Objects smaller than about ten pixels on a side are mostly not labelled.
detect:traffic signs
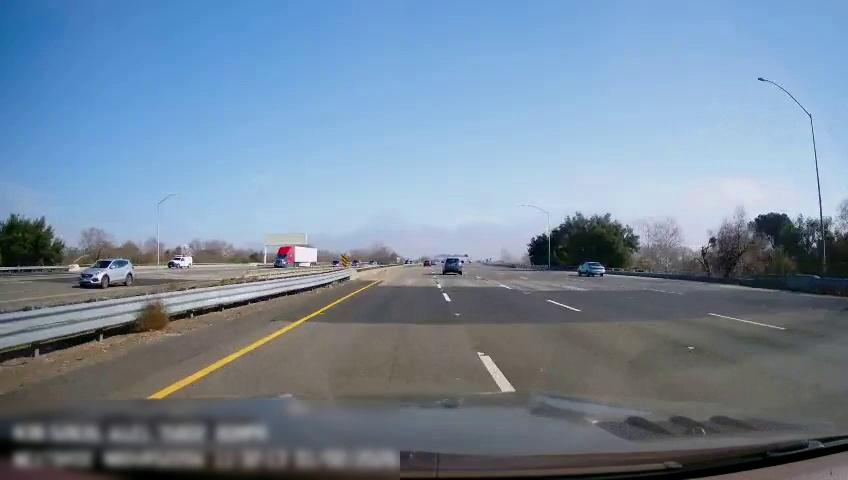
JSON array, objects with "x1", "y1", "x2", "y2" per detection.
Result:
[{"x1": 265, "y1": 231, "x2": 308, "y2": 248}]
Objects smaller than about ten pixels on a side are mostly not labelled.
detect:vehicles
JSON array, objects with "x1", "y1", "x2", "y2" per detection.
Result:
[
  {"x1": 423, "y1": 259, "x2": 432, "y2": 267},
  {"x1": 443, "y1": 258, "x2": 462, "y2": 275},
  {"x1": 79, "y1": 257, "x2": 135, "y2": 289},
  {"x1": 577, "y1": 261, "x2": 606, "y2": 277},
  {"x1": 167, "y1": 254, "x2": 192, "y2": 269},
  {"x1": 274, "y1": 245, "x2": 317, "y2": 269}
]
